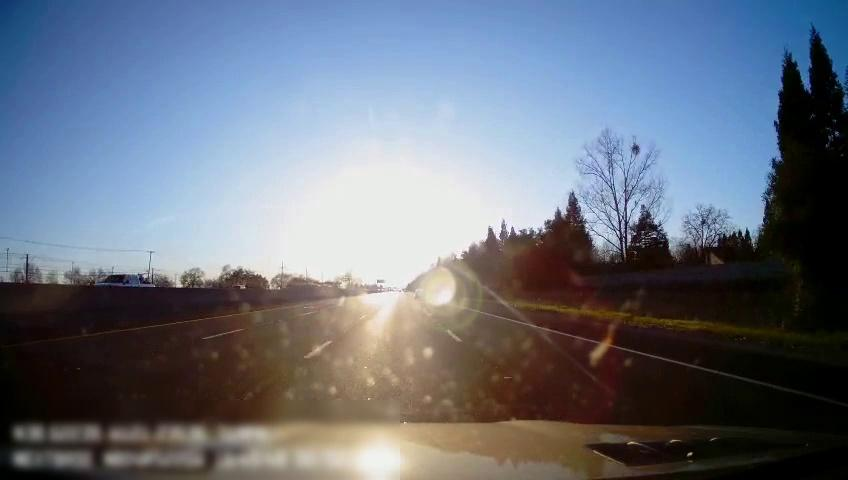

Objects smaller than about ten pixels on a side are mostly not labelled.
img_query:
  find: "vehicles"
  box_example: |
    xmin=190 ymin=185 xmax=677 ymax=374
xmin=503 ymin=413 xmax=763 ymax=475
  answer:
xmin=414 ymin=289 xmax=427 ymax=299
xmin=229 ymin=285 xmax=247 ymax=291
xmin=94 ymin=274 xmax=155 ymax=291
